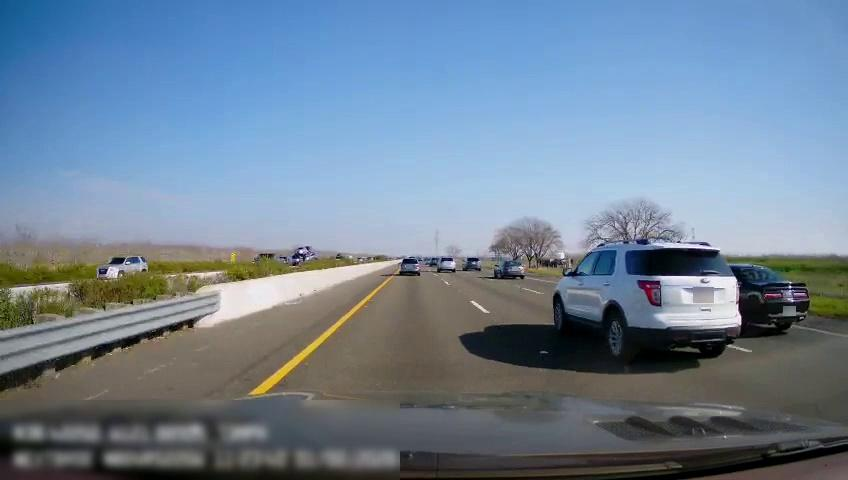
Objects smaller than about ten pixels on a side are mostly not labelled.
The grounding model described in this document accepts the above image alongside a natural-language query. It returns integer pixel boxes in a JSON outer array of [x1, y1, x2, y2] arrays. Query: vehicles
[[492, 259, 526, 280], [462, 256, 482, 272], [436, 256, 457, 274], [399, 257, 422, 276], [729, 263, 811, 331], [95, 256, 150, 280], [252, 253, 289, 265], [429, 258, 440, 268], [291, 245, 320, 266], [552, 240, 741, 360]]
